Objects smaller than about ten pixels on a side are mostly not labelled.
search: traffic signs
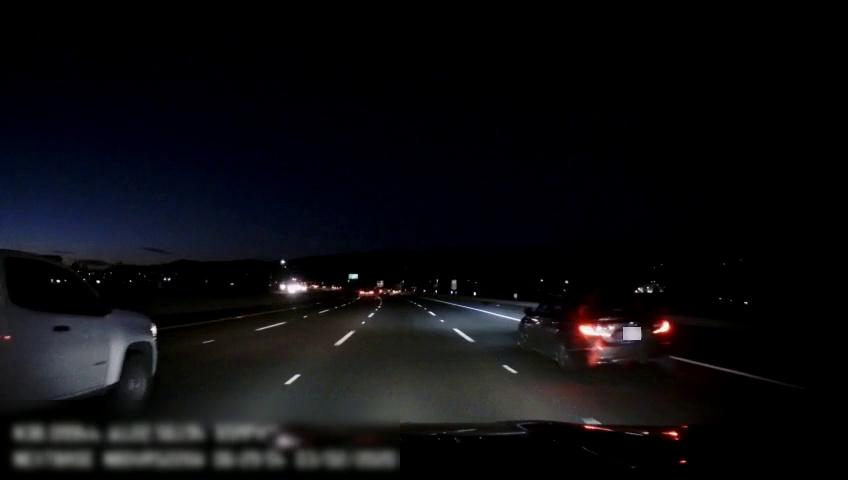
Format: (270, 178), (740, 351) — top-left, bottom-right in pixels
(451, 280), (457, 291)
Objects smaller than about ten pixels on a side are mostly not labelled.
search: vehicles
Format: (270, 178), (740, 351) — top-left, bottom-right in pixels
(378, 287), (391, 298)
(514, 293), (672, 378)
(0, 247), (158, 416)
(357, 285), (380, 304)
